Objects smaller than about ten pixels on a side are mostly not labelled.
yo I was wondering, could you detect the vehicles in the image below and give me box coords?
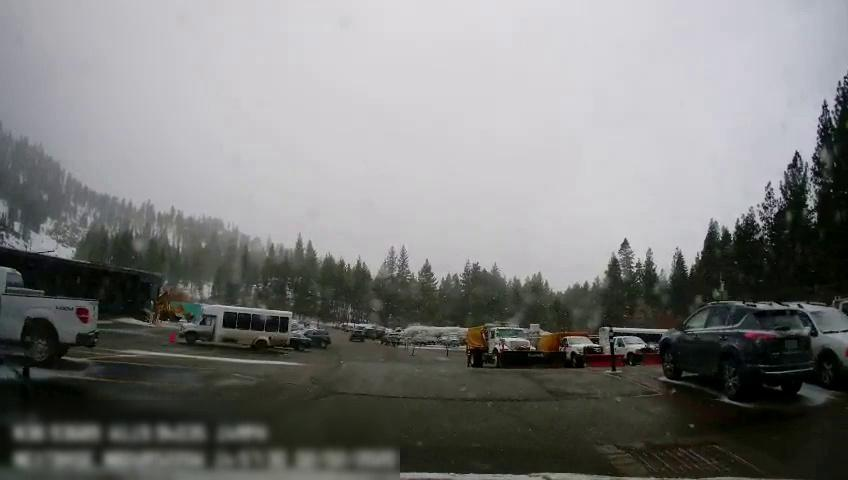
[598,327,670,346]
[0,268,98,369]
[604,336,658,366]
[290,329,312,351]
[466,326,531,371]
[177,304,292,353]
[537,335,605,367]
[304,329,332,349]
[788,303,848,390]
[658,302,815,403]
